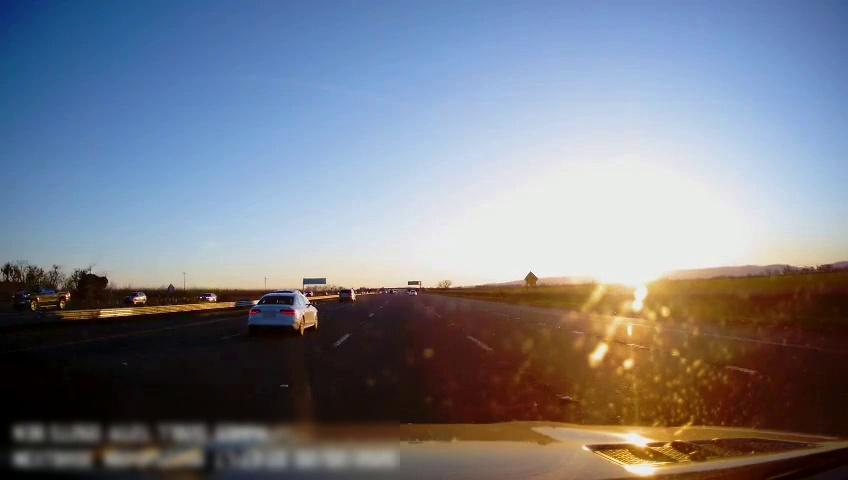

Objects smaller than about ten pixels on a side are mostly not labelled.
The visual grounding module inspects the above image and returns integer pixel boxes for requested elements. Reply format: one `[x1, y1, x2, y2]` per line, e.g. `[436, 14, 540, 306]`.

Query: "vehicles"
[339, 288, 356, 302]
[123, 292, 147, 305]
[11, 284, 71, 312]
[248, 293, 319, 336]
[272, 290, 302, 294]
[199, 293, 217, 303]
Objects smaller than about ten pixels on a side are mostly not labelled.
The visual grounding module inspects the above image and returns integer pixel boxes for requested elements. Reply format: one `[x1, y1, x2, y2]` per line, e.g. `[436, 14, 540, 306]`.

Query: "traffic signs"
[524, 272, 538, 287]
[408, 281, 419, 286]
